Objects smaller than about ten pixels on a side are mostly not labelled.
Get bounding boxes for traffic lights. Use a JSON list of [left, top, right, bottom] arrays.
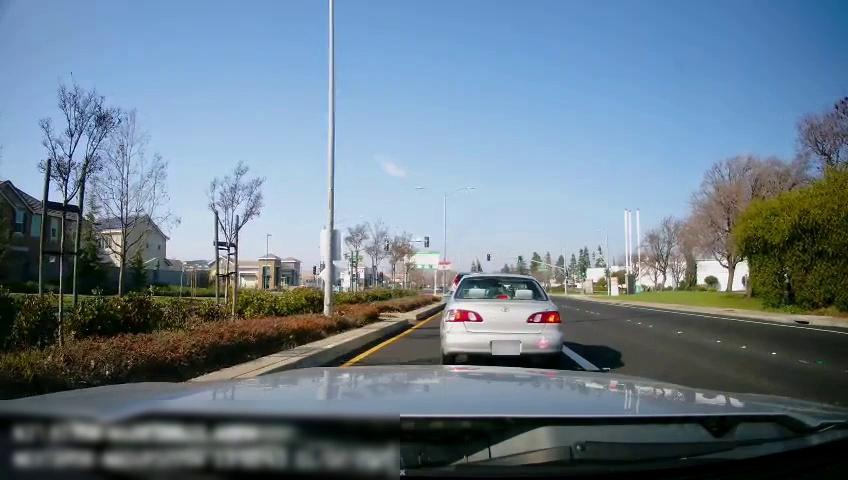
[[384, 239, 390, 252], [424, 236, 430, 249]]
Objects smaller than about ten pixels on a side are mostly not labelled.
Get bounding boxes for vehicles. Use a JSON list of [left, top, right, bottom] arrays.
[[452, 274, 465, 288], [440, 274, 561, 366]]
